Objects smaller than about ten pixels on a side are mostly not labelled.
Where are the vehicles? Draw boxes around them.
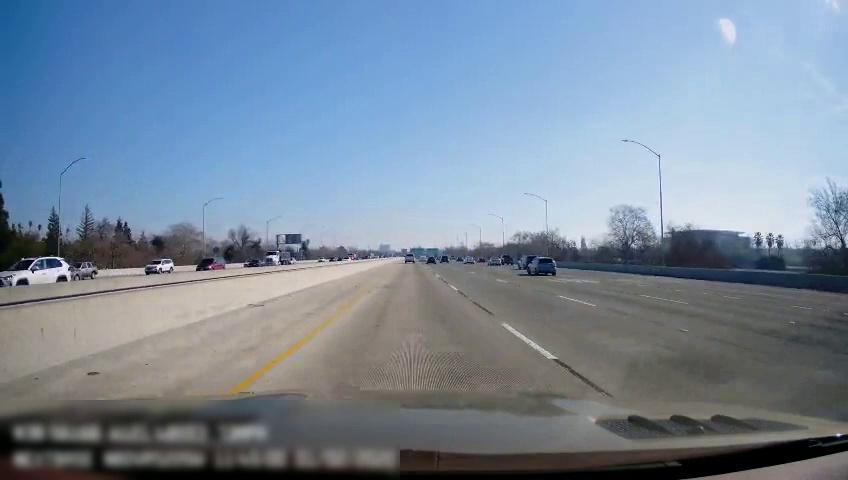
[499,255,514,266]
[246,259,263,268]
[439,255,450,264]
[68,261,99,282]
[527,256,557,276]
[425,256,437,265]
[263,249,291,267]
[0,255,74,288]
[195,255,226,273]
[403,253,415,264]
[143,258,175,276]
[462,255,475,265]
[517,254,540,271]
[488,256,501,267]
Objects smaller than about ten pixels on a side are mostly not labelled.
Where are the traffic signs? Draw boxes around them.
[285,233,302,244]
